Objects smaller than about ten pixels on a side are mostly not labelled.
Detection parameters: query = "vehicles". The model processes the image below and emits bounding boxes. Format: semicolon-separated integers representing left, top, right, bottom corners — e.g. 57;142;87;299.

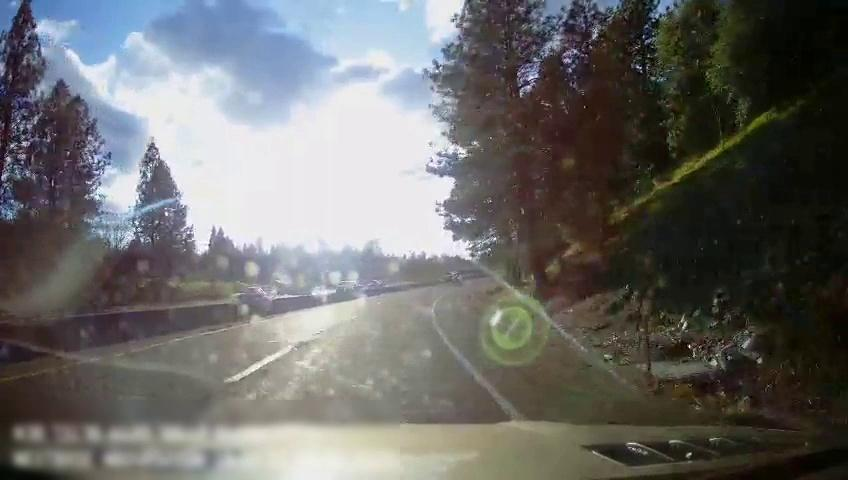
367;279;386;288
336;280;363;292
232;286;268;303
